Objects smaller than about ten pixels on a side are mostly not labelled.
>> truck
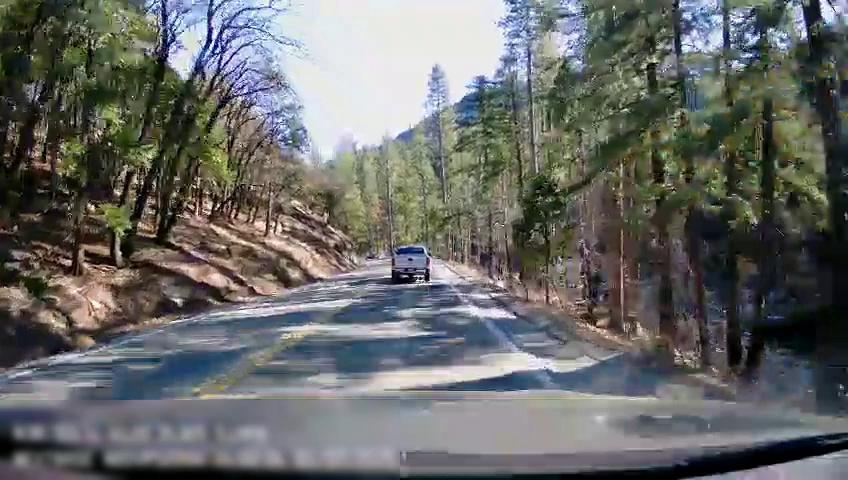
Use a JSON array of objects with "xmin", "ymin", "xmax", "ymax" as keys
[{"xmin": 390, "ymin": 244, "xmax": 432, "ymax": 282}]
